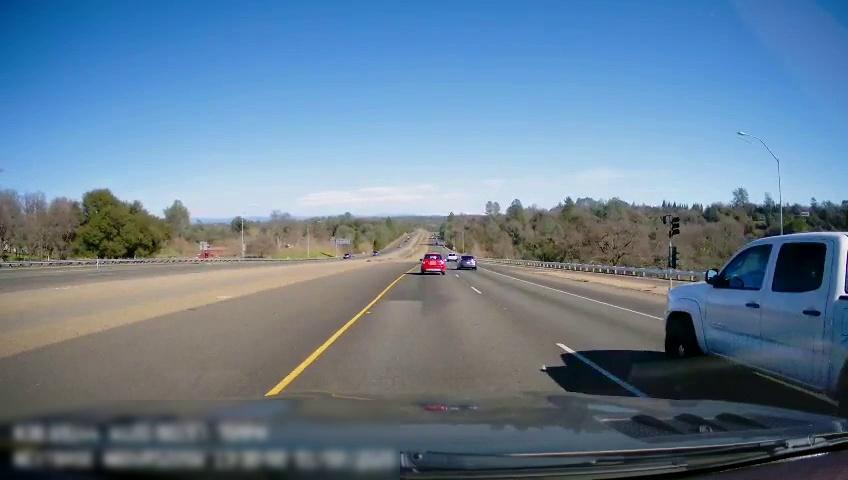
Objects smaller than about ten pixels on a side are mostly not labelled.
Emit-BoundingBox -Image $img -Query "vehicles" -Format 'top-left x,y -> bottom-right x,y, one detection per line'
663,231 -> 848,416
419,253 -> 446,274
456,255 -> 477,270
446,253 -> 458,262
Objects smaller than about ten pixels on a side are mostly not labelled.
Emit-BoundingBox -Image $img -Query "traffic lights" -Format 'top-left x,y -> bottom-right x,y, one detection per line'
671,246 -> 680,269
671,216 -> 681,236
